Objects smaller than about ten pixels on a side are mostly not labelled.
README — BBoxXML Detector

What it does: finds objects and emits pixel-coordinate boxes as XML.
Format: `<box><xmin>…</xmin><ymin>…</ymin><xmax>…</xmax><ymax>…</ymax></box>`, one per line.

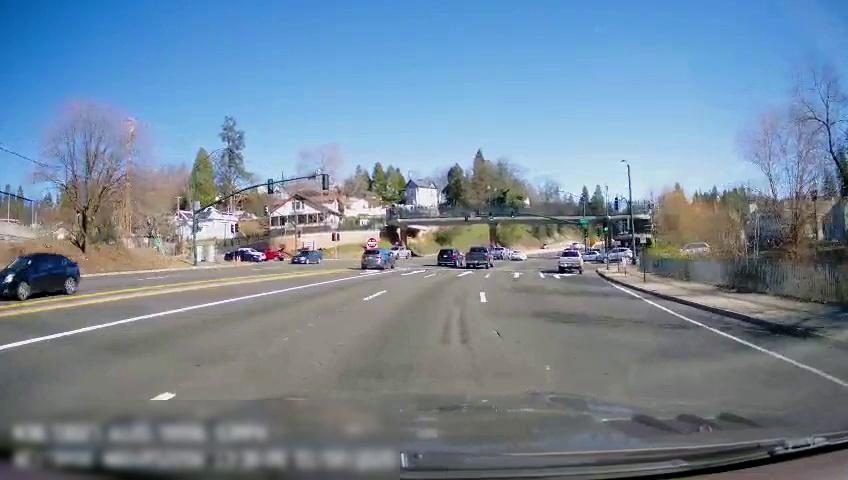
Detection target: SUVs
<box><xmin>675</xmin><ymin>240</ymin><xmax>713</xmax><ymax>257</ymax></box>
<box><xmin>255</xmin><ymin>245</ymin><xmax>287</xmax><ymax>261</ymax></box>
<box><xmin>239</xmin><ymin>248</ymin><xmax>267</xmax><ymax>261</ymax></box>
<box><xmin>602</xmin><ymin>247</ymin><xmax>634</xmax><ymax>264</ymax></box>
<box><xmin>437</xmin><ymin>249</ymin><xmax>464</xmax><ymax>267</ymax></box>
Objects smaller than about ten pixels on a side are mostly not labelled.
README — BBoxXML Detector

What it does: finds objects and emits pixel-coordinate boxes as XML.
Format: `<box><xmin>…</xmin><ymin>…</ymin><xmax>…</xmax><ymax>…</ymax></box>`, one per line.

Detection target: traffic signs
<box><xmin>366</xmin><ymin>237</ymin><xmax>377</xmax><ymax>251</ymax></box>
<box><xmin>579</xmin><ymin>217</ymin><xmax>592</xmax><ymax>224</ymax></box>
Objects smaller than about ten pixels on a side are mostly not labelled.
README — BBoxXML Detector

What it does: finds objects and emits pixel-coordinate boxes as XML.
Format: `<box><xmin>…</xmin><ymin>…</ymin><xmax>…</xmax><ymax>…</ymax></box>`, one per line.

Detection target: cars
<box><xmin>361</xmin><ymin>248</ymin><xmax>395</xmax><ymax>270</ymax></box>
<box><xmin>224</xmin><ymin>250</ymin><xmax>260</xmax><ymax>262</ymax></box>
<box><xmin>0</xmin><ymin>253</ymin><xmax>82</xmax><ymax>302</ymax></box>
<box><xmin>291</xmin><ymin>250</ymin><xmax>323</xmax><ymax>265</ymax></box>
<box><xmin>509</xmin><ymin>249</ymin><xmax>527</xmax><ymax>260</ymax></box>
<box><xmin>581</xmin><ymin>250</ymin><xmax>603</xmax><ymax>262</ymax></box>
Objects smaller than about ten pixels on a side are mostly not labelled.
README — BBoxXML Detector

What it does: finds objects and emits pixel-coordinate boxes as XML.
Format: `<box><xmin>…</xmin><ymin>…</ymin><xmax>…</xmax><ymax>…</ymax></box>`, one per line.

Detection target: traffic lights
<box><xmin>230</xmin><ymin>223</ymin><xmax>235</xmax><ymax>234</ymax></box>
<box><xmin>235</xmin><ymin>223</ymin><xmax>241</xmax><ymax>234</ymax></box>
<box><xmin>331</xmin><ymin>231</ymin><xmax>336</xmax><ymax>242</ymax></box>
<box><xmin>321</xmin><ymin>173</ymin><xmax>329</xmax><ymax>192</ymax></box>
<box><xmin>602</xmin><ymin>223</ymin><xmax>609</xmax><ymax>236</ymax></box>
<box><xmin>267</xmin><ymin>178</ymin><xmax>274</xmax><ymax>194</ymax></box>
<box><xmin>614</xmin><ymin>197</ymin><xmax>619</xmax><ymax>211</ymax></box>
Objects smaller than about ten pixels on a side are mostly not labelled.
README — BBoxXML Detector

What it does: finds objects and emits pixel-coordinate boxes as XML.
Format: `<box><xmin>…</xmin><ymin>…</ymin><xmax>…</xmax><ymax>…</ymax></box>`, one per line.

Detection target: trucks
<box><xmin>488</xmin><ymin>247</ymin><xmax>506</xmax><ymax>260</ymax></box>
<box><xmin>558</xmin><ymin>248</ymin><xmax>584</xmax><ymax>273</ymax></box>
<box><xmin>465</xmin><ymin>246</ymin><xmax>494</xmax><ymax>270</ymax></box>
<box><xmin>387</xmin><ymin>246</ymin><xmax>412</xmax><ymax>259</ymax></box>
